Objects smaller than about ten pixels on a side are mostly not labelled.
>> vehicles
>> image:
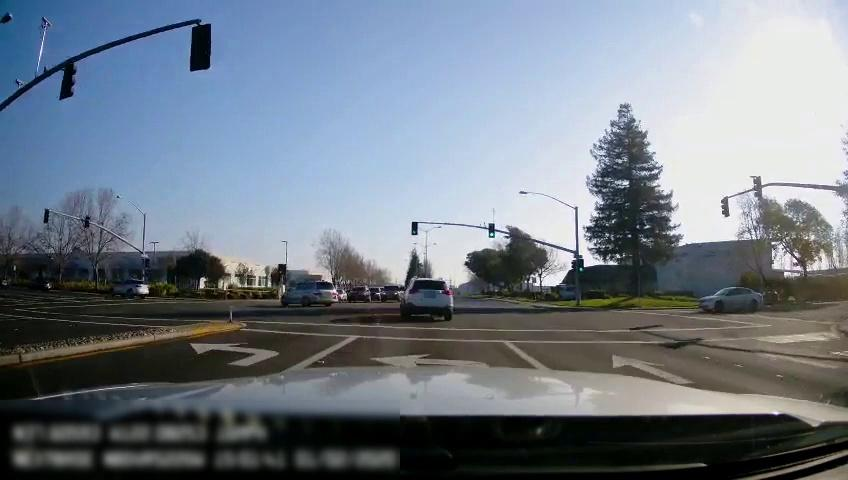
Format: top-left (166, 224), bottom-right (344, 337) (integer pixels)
top-left (370, 288), bottom-right (380, 301)
top-left (696, 285), bottom-right (766, 315)
top-left (109, 278), bottom-right (150, 300)
top-left (379, 285), bottom-right (403, 302)
top-left (399, 277), bottom-right (454, 322)
top-left (30, 278), bottom-right (55, 292)
top-left (337, 289), bottom-right (348, 301)
top-left (347, 285), bottom-right (371, 303)
top-left (279, 280), bottom-right (339, 308)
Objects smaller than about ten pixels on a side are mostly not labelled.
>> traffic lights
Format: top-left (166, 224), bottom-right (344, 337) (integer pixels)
top-left (189, 22), bottom-right (214, 72)
top-left (578, 259), bottom-right (585, 272)
top-left (410, 221), bottom-right (418, 236)
top-left (83, 215), bottom-right (92, 229)
top-left (750, 174), bottom-right (764, 202)
top-left (718, 195), bottom-right (730, 219)
top-left (571, 260), bottom-right (577, 272)
top-left (43, 207), bottom-right (49, 224)
top-left (58, 58), bottom-right (78, 102)
top-left (487, 222), bottom-right (496, 240)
